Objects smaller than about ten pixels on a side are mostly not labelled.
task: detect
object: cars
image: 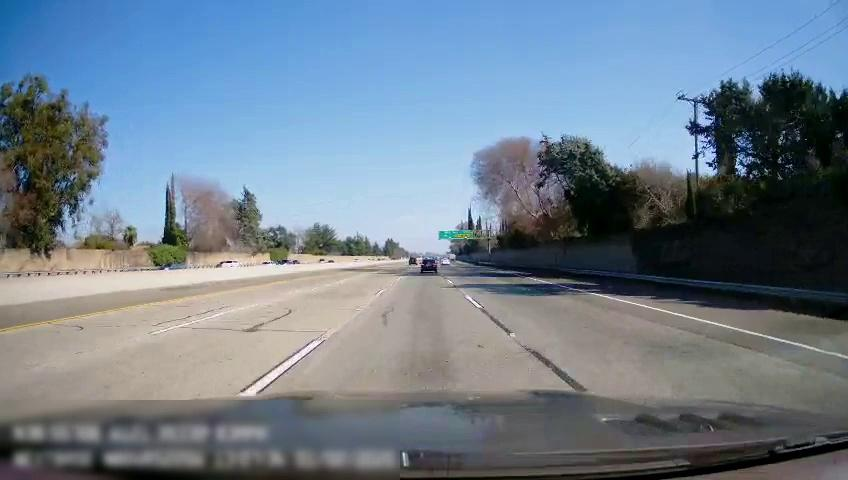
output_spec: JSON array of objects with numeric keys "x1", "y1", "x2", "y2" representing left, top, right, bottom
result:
[
  {"x1": 159, "y1": 262, "x2": 186, "y2": 271},
  {"x1": 215, "y1": 260, "x2": 242, "y2": 268},
  {"x1": 419, "y1": 258, "x2": 439, "y2": 273}
]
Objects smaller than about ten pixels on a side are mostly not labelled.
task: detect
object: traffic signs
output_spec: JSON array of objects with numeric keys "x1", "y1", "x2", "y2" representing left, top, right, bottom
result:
[{"x1": 439, "y1": 230, "x2": 481, "y2": 240}]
